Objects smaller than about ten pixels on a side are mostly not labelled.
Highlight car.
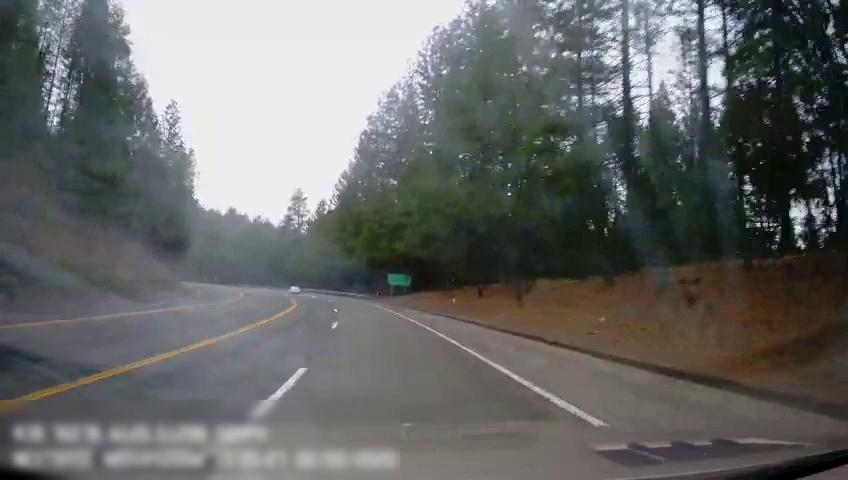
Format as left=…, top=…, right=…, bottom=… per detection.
left=288, top=285, right=301, bottom=295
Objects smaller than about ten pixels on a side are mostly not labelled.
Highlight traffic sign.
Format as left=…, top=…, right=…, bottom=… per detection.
left=387, top=273, right=411, bottom=287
